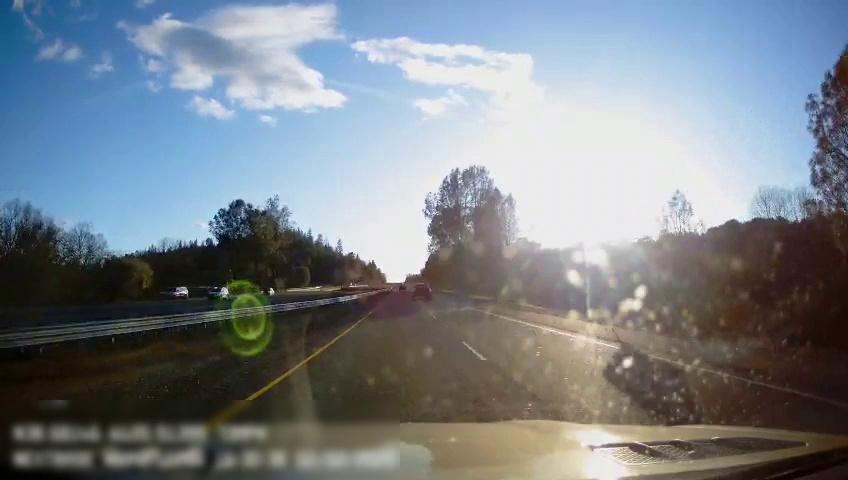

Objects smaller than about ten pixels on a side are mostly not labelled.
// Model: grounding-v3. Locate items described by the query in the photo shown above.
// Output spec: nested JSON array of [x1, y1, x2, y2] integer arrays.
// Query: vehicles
[[413, 284, 431, 298], [261, 286, 276, 296], [159, 286, 190, 302], [207, 286, 230, 301]]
